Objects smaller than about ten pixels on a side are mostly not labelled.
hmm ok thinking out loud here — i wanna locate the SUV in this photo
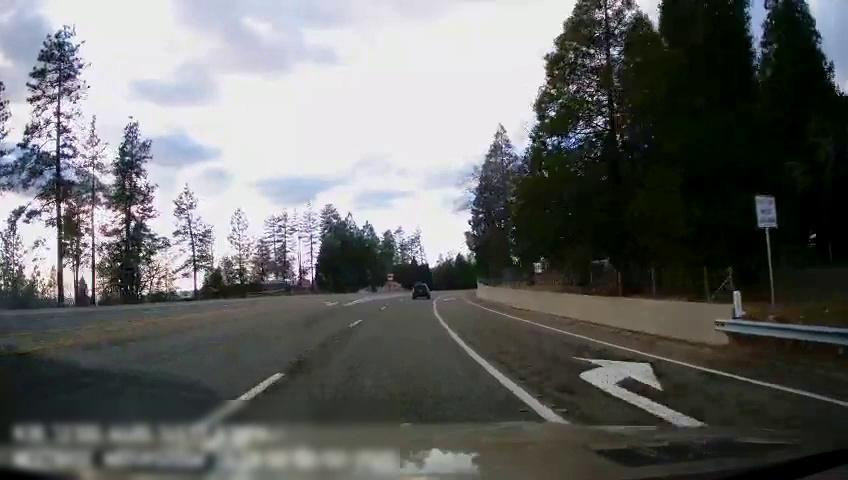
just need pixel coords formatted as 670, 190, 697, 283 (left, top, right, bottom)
412, 284, 430, 300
